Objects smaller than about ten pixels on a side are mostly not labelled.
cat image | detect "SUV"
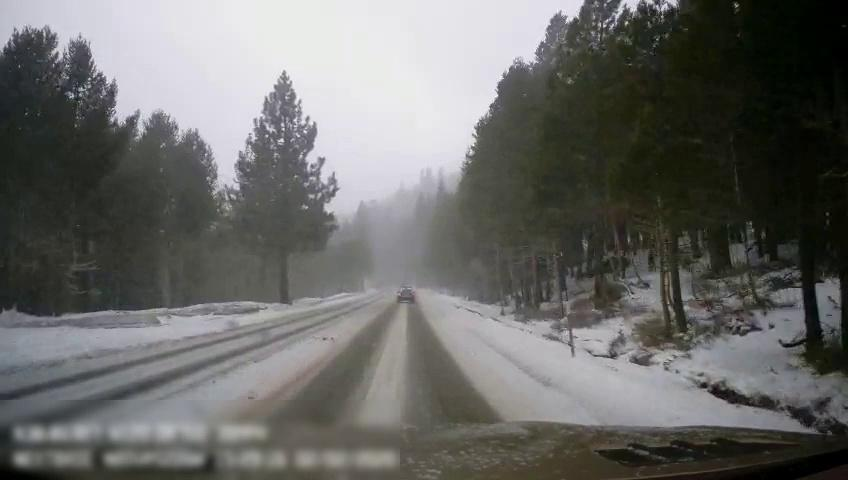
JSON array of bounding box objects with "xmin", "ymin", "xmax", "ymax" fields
[{"xmin": 397, "ymin": 287, "xmax": 415, "ymax": 304}]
